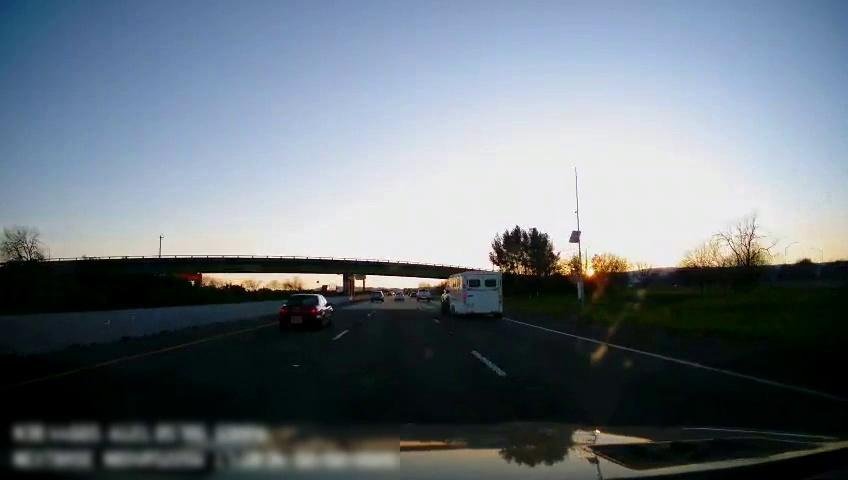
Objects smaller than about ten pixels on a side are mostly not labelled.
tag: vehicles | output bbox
[416,288,431,302]
[277,292,336,332]
[446,270,504,320]
[394,291,405,302]
[370,290,385,303]
[440,287,450,312]
[321,284,338,293]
